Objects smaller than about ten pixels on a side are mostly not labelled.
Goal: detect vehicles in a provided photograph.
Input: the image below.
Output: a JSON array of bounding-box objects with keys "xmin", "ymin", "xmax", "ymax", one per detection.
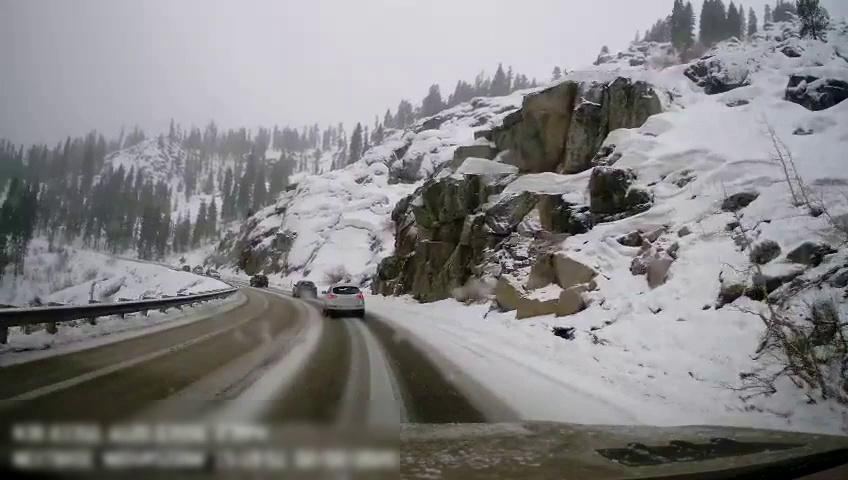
[
  {"xmin": 321, "ymin": 283, "xmax": 365, "ymax": 317},
  {"xmin": 292, "ymin": 280, "xmax": 318, "ymax": 298},
  {"xmin": 192, "ymin": 265, "xmax": 204, "ymax": 275},
  {"xmin": 205, "ymin": 268, "xmax": 221, "ymax": 279},
  {"xmin": 250, "ymin": 274, "xmax": 269, "ymax": 288}
]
